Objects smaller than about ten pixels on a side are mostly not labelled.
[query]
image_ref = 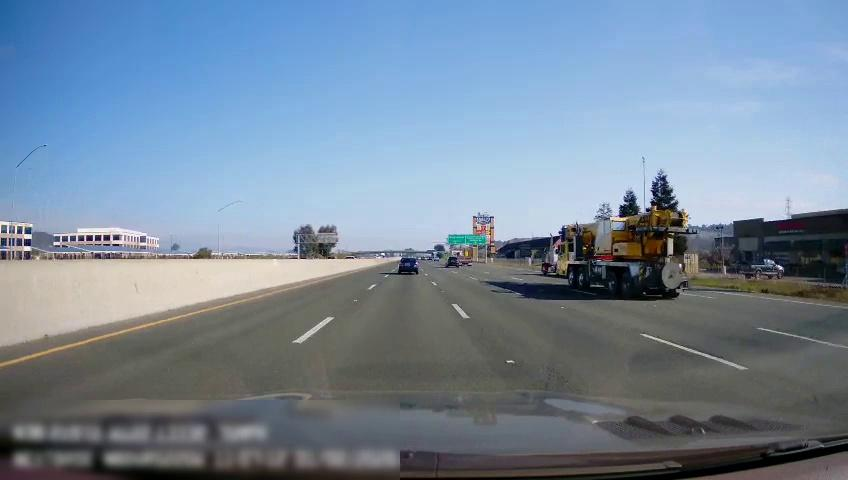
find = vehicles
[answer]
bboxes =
[398,258,418,274]
[449,250,473,266]
[540,231,562,276]
[558,206,690,300]
[446,257,460,268]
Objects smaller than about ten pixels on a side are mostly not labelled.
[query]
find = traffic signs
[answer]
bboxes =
[447,234,488,246]
[313,232,338,243]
